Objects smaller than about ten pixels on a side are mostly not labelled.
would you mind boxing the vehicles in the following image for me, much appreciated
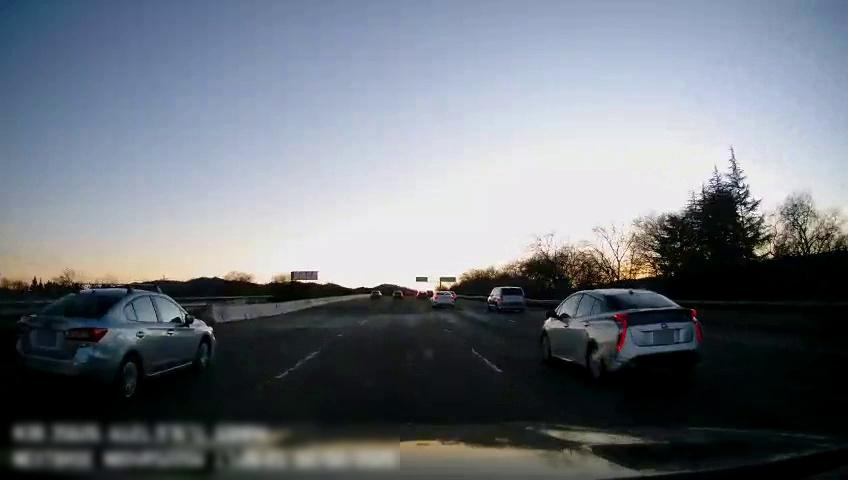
[487,286,525,315]
[14,287,217,409]
[432,291,454,308]
[370,290,383,301]
[539,288,703,385]
[393,290,404,299]
[416,292,428,301]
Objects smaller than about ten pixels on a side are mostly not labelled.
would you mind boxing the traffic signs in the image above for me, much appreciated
[440,277,456,282]
[415,276,427,282]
